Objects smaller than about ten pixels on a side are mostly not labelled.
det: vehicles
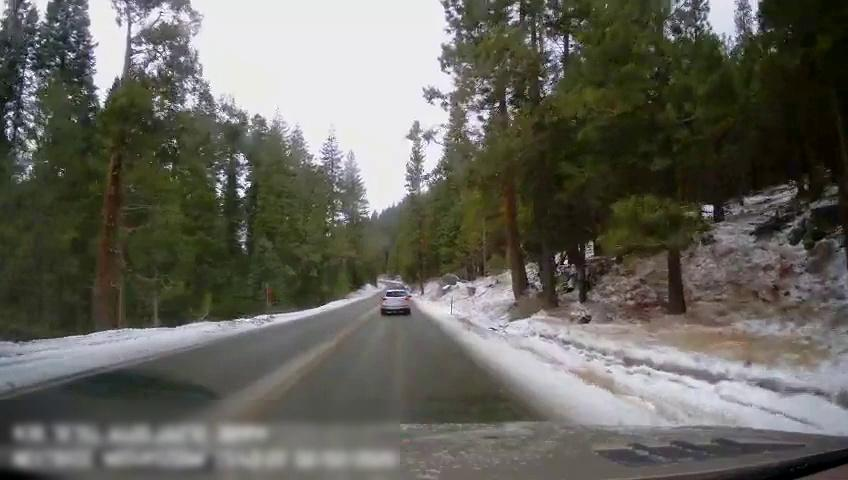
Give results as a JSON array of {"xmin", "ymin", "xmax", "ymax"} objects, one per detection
[
  {"xmin": 389, "ymin": 286, "xmax": 406, "ymax": 290},
  {"xmin": 381, "ymin": 289, "xmax": 412, "ymax": 315}
]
